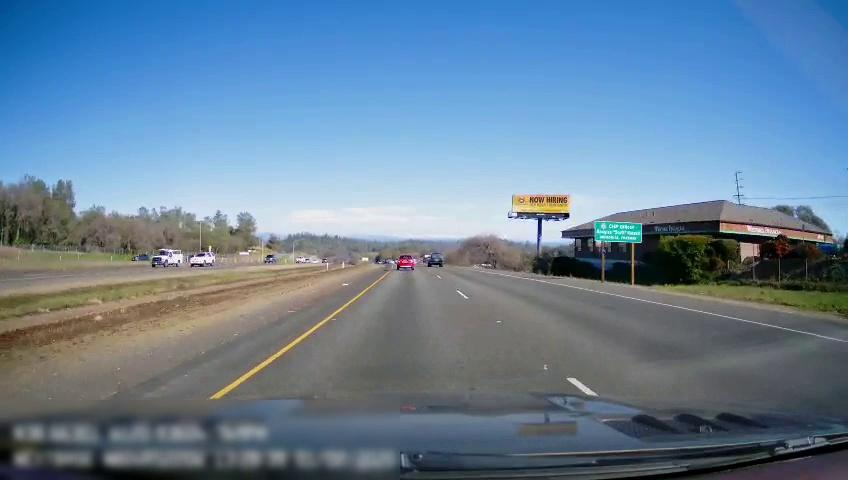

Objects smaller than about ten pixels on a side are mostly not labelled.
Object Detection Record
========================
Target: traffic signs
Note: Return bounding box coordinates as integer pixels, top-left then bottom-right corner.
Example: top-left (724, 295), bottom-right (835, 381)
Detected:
top-left (595, 220), bottom-right (643, 244)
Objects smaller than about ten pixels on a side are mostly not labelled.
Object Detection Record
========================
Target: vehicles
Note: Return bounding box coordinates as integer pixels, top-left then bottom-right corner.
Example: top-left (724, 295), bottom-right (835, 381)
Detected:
top-left (396, 254), bottom-right (416, 271)
top-left (295, 256), bottom-right (307, 264)
top-left (426, 252), bottom-right (444, 268)
top-left (130, 253), bottom-right (150, 262)
top-left (150, 249), bottom-right (183, 269)
top-left (264, 254), bottom-right (279, 264)
top-left (189, 251), bottom-right (217, 267)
